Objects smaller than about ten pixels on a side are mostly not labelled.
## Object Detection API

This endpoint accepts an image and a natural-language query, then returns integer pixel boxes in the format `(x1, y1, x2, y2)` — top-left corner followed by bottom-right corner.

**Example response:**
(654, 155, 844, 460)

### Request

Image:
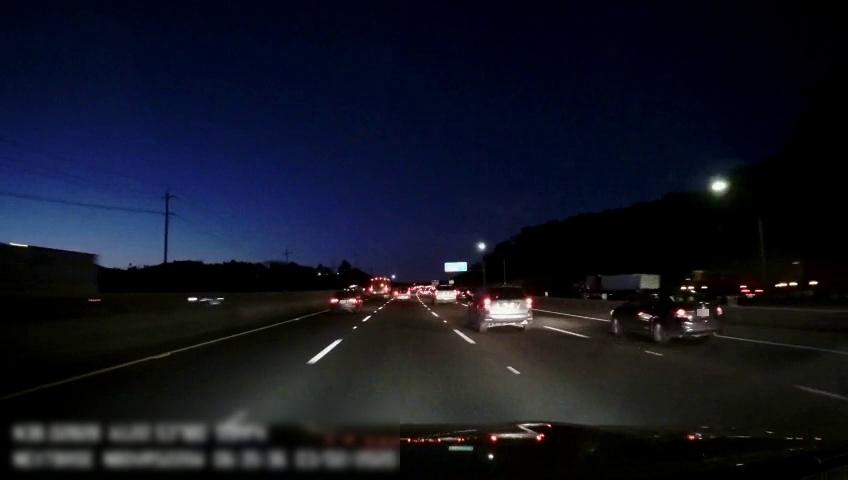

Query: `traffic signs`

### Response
(444, 262, 468, 273)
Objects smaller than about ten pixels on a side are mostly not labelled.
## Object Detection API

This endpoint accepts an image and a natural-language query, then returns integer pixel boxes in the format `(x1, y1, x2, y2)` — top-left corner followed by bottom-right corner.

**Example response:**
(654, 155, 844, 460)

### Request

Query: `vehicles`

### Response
(575, 274, 661, 301)
(0, 242, 100, 323)
(458, 289, 472, 301)
(468, 284, 534, 331)
(434, 286, 459, 305)
(328, 289, 365, 315)
(395, 287, 412, 302)
(610, 290, 724, 343)
(184, 291, 231, 308)
(366, 277, 392, 300)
